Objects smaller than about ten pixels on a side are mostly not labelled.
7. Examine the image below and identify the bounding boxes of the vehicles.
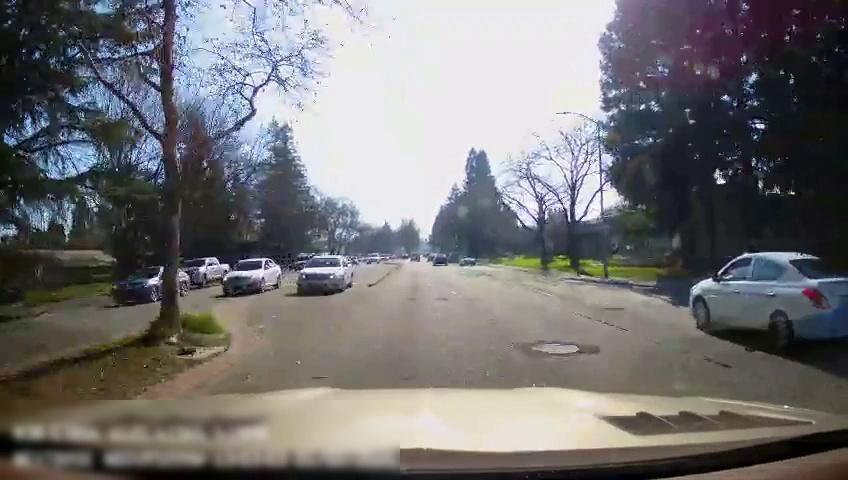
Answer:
[296,253,355,296]
[180,256,230,289]
[111,263,192,306]
[410,254,420,263]
[432,252,449,266]
[686,251,848,352]
[366,252,381,264]
[294,252,310,269]
[220,257,283,298]
[458,255,475,267]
